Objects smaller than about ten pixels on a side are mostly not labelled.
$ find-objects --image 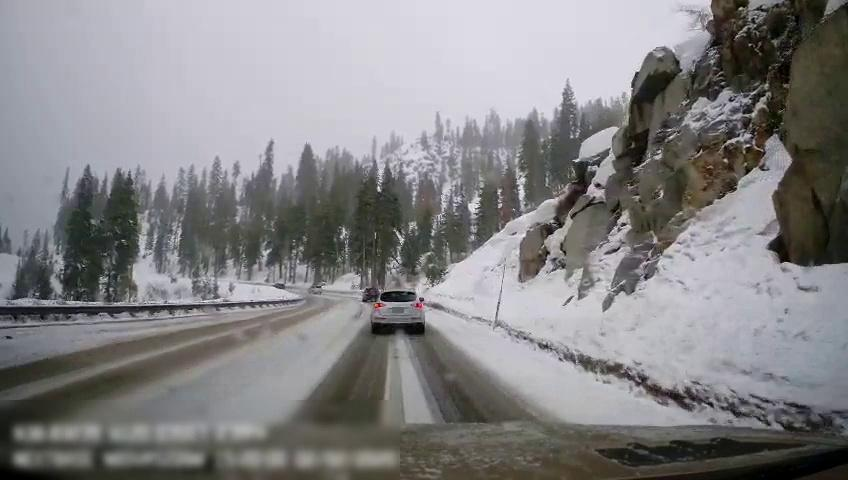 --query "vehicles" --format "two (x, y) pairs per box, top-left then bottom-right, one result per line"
(362, 287), (380, 303)
(307, 283), (323, 294)
(371, 288), (425, 337)
(274, 281), (288, 290)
